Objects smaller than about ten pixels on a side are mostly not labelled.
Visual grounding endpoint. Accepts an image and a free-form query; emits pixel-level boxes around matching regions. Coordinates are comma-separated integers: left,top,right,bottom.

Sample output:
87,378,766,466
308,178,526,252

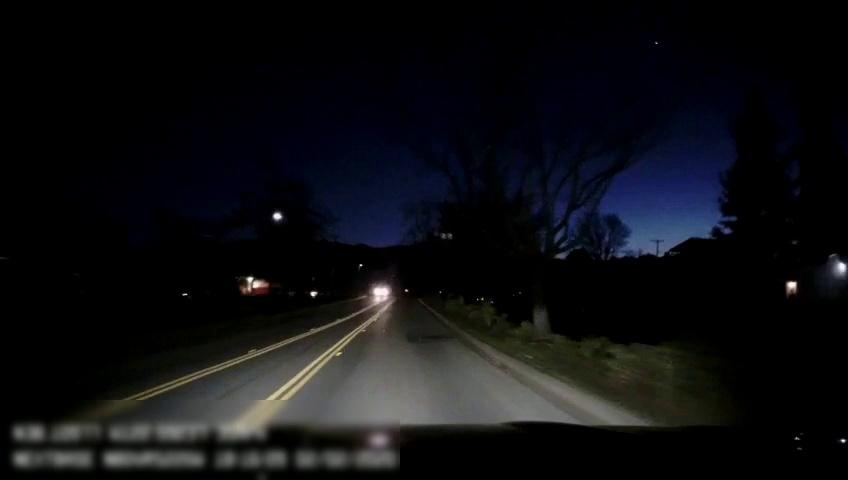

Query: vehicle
370,281,393,296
